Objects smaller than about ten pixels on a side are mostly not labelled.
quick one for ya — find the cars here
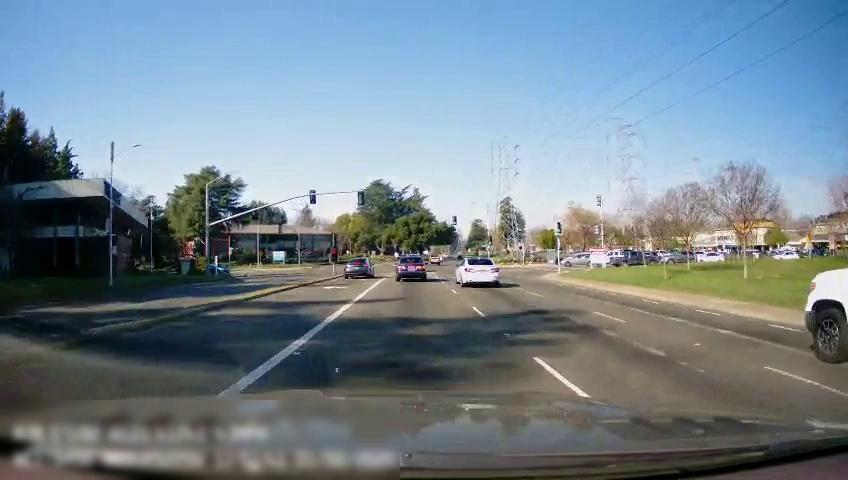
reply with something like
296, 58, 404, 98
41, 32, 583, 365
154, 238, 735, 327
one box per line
343, 257, 376, 280
560, 252, 591, 268
395, 256, 427, 282
696, 251, 725, 263
642, 251, 662, 264
775, 251, 800, 260
661, 251, 696, 264
209, 263, 229, 274
455, 256, 500, 288
608, 251, 624, 257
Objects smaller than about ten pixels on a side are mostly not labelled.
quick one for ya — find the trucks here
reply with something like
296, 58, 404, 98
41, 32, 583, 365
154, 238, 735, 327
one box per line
429, 256, 441, 265
805, 266, 848, 365
610, 250, 649, 268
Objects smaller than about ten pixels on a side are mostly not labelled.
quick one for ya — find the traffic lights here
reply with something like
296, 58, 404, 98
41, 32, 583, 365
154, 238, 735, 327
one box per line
595, 194, 603, 207
556, 221, 562, 234
309, 189, 317, 204
594, 223, 600, 235
358, 190, 365, 205
327, 246, 336, 263
452, 215, 458, 226
488, 235, 493, 246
